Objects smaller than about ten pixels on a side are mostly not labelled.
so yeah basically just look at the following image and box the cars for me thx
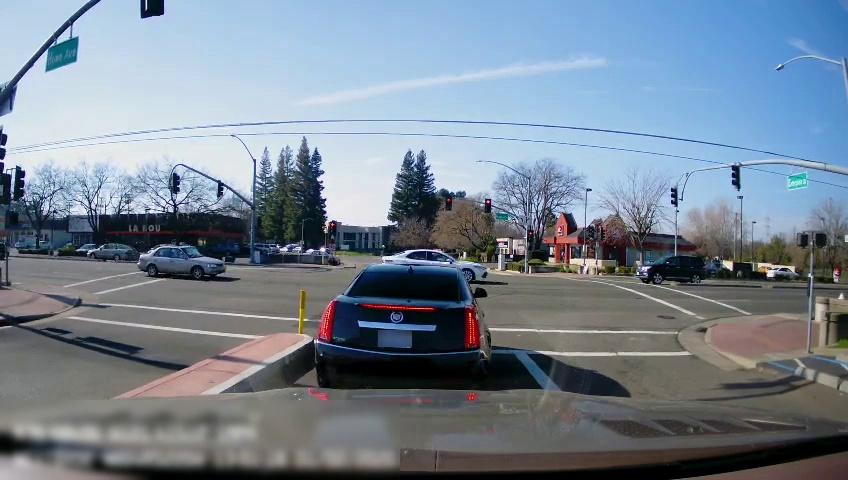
[87,243,136,262]
[315,265,492,388]
[137,246,226,281]
[381,249,488,284]
[75,244,100,254]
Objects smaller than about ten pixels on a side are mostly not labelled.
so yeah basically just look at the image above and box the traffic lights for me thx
[13,165,26,201]
[0,129,8,174]
[731,165,741,191]
[600,226,606,239]
[485,199,492,214]
[330,223,336,235]
[6,213,19,225]
[0,173,11,205]
[446,197,453,212]
[527,230,534,243]
[670,187,678,207]
[172,172,181,194]
[217,181,225,198]
[797,234,811,248]
[139,0,165,19]
[812,233,827,248]
[588,226,595,239]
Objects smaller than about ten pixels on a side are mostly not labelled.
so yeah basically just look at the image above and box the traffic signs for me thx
[496,213,508,220]
[787,172,808,190]
[45,37,79,73]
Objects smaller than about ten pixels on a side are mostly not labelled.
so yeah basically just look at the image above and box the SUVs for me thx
[0,242,8,260]
[635,256,706,285]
